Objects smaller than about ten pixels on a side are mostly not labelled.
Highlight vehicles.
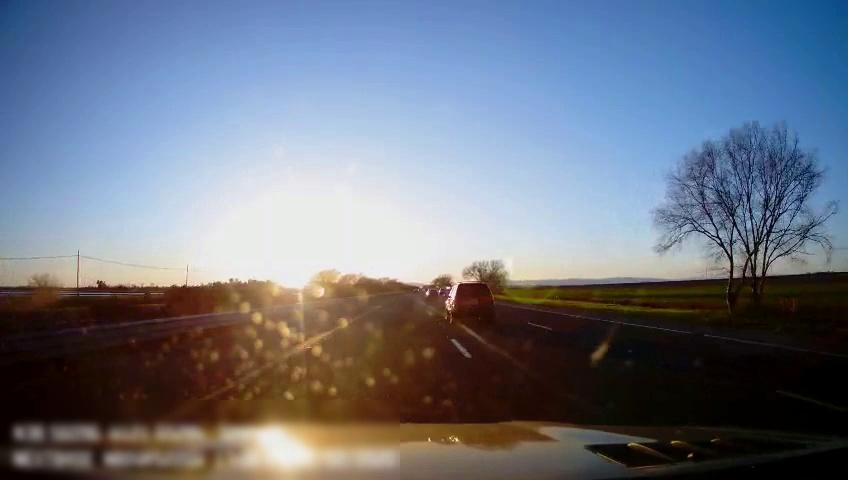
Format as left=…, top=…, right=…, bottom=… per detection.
left=424, top=289, right=440, bottom=302
left=444, top=282, right=495, bottom=325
